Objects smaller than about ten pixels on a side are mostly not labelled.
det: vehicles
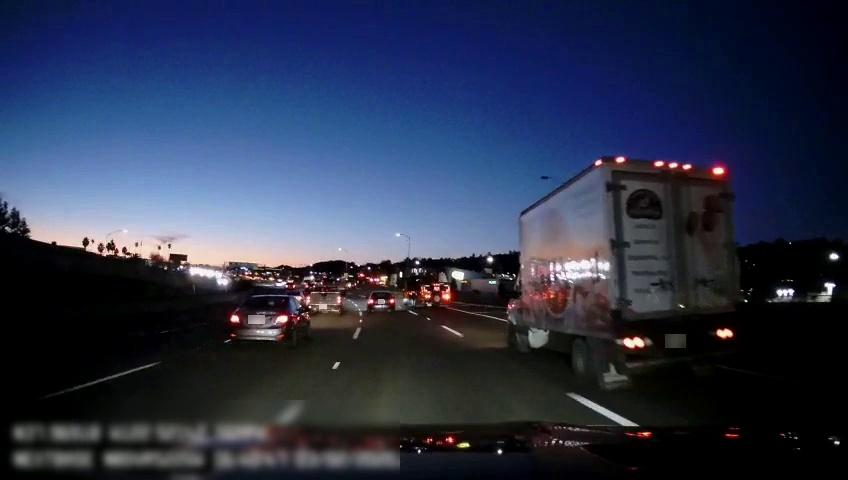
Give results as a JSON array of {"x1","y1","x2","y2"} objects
[
  {"x1": 307, "y1": 285, "x2": 344, "y2": 316},
  {"x1": 345, "y1": 282, "x2": 357, "y2": 290},
  {"x1": 228, "y1": 294, "x2": 310, "y2": 348},
  {"x1": 284, "y1": 281, "x2": 296, "y2": 290},
  {"x1": 497, "y1": 155, "x2": 744, "y2": 392},
  {"x1": 402, "y1": 275, "x2": 452, "y2": 309},
  {"x1": 283, "y1": 290, "x2": 306, "y2": 307},
  {"x1": 366, "y1": 290, "x2": 395, "y2": 313}
]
